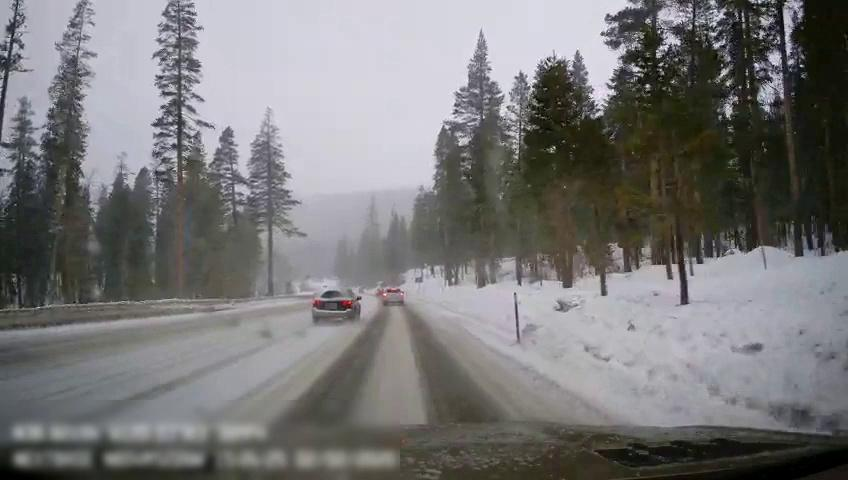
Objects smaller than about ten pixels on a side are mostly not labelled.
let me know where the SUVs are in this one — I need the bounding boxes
[382,287,405,306]
[310,284,363,325]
